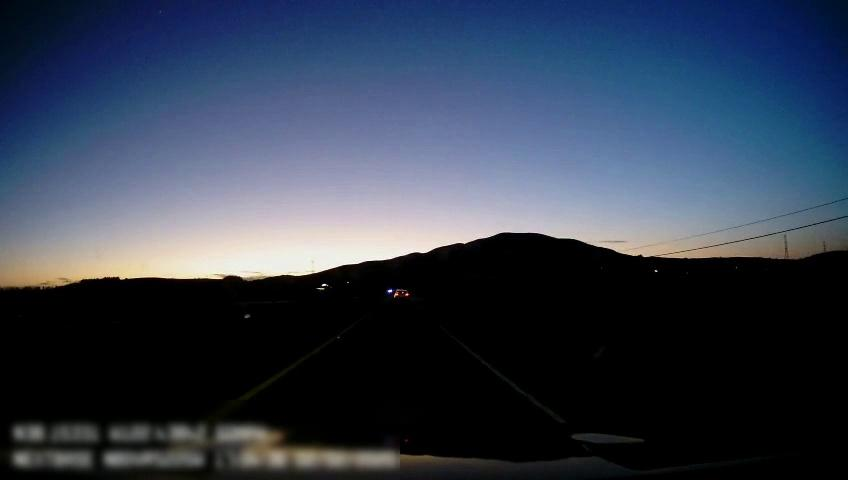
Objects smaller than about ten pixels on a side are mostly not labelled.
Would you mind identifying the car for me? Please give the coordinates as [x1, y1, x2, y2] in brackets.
[393, 289, 410, 303]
